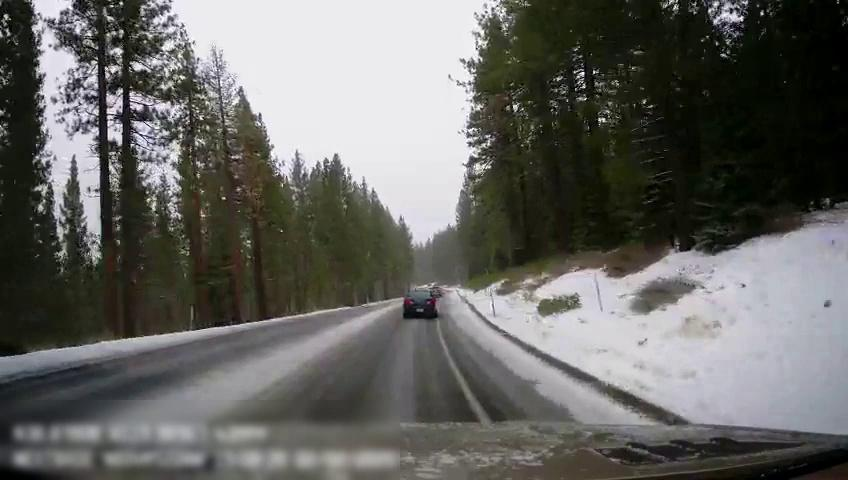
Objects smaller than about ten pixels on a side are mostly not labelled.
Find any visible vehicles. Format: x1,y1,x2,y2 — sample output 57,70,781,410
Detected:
403,290,438,320
430,286,443,298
